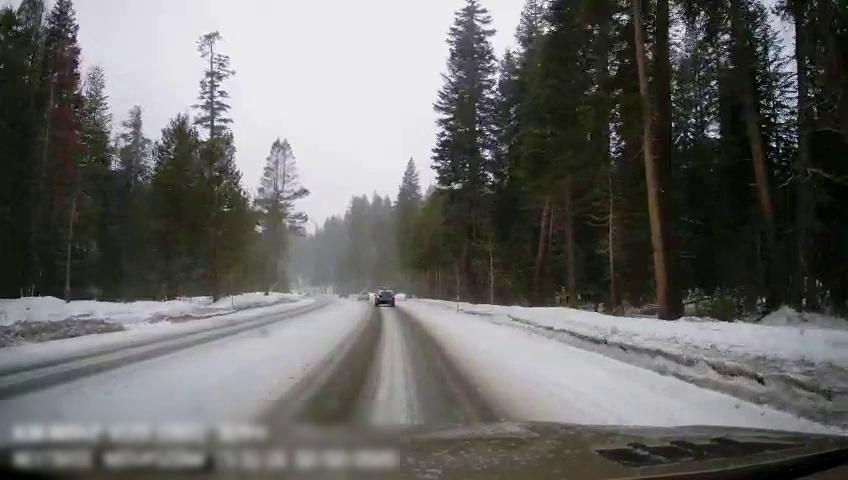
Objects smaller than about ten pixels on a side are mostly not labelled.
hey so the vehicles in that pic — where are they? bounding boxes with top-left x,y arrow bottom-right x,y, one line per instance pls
374,287 -> 396,307
357,292 -> 370,301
